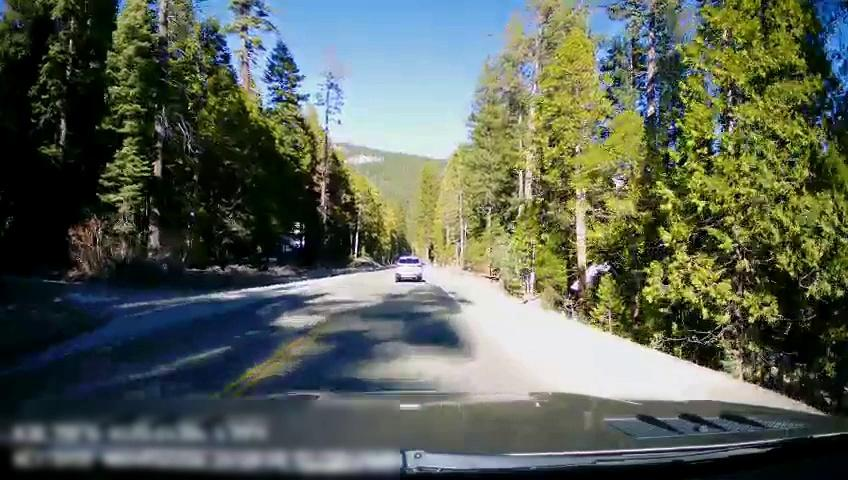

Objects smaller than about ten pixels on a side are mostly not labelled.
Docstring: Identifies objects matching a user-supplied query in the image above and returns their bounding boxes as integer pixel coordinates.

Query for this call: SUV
[395,255,425,283]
